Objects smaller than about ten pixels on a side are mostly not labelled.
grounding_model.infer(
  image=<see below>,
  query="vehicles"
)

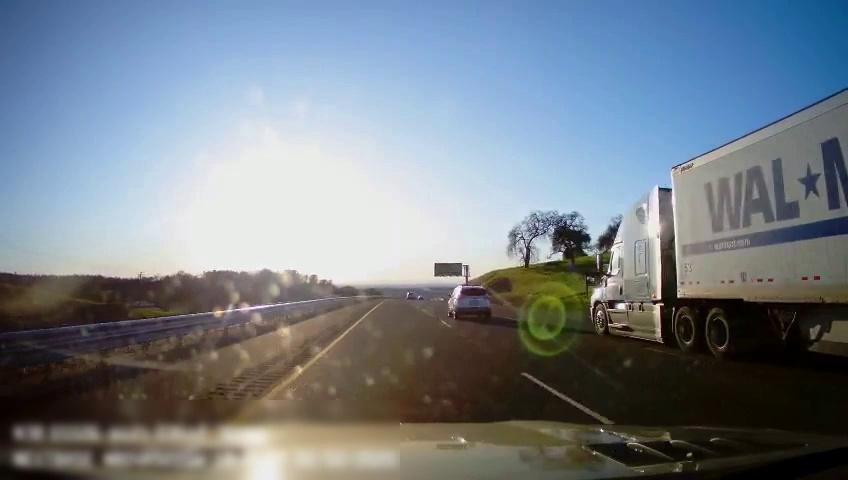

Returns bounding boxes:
[406,291,417,299]
[589,87,848,357]
[447,286,492,320]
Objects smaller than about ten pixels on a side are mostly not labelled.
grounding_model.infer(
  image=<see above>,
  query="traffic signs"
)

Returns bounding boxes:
[433,262,463,277]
